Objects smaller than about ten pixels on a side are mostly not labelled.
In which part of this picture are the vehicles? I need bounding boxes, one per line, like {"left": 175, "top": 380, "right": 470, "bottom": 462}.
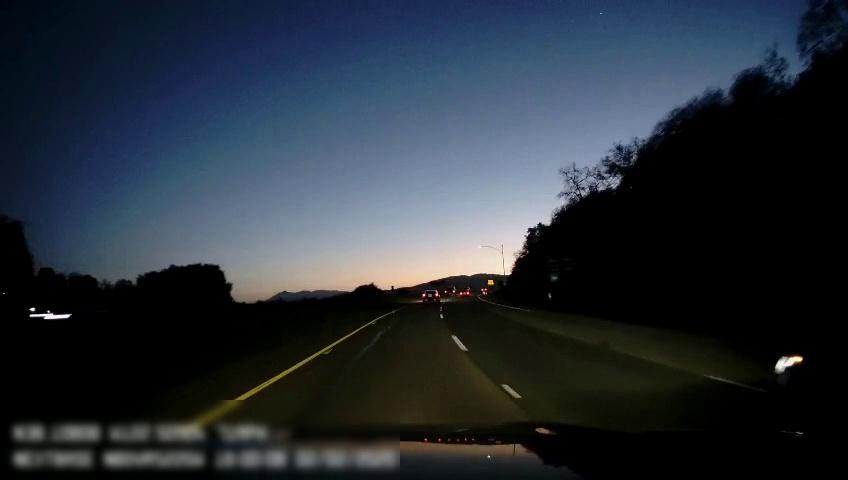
{"left": 460, "top": 288, "right": 472, "bottom": 298}
{"left": 767, "top": 350, "right": 848, "bottom": 438}
{"left": 444, "top": 286, "right": 457, "bottom": 296}
{"left": 422, "top": 289, "right": 439, "bottom": 303}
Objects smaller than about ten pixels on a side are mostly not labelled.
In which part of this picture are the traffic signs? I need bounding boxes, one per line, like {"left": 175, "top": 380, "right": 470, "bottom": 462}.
{"left": 549, "top": 272, "right": 560, "bottom": 284}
